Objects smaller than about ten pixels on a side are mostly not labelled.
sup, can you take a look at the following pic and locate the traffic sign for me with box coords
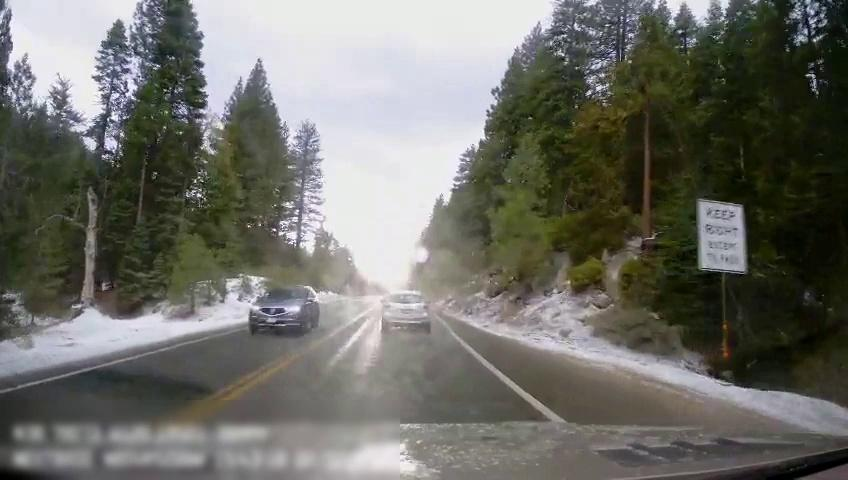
[693,198,750,275]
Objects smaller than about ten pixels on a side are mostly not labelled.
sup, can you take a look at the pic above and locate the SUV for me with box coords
[248,286,321,337]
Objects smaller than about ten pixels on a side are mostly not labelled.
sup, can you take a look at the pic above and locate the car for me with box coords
[380,291,430,331]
